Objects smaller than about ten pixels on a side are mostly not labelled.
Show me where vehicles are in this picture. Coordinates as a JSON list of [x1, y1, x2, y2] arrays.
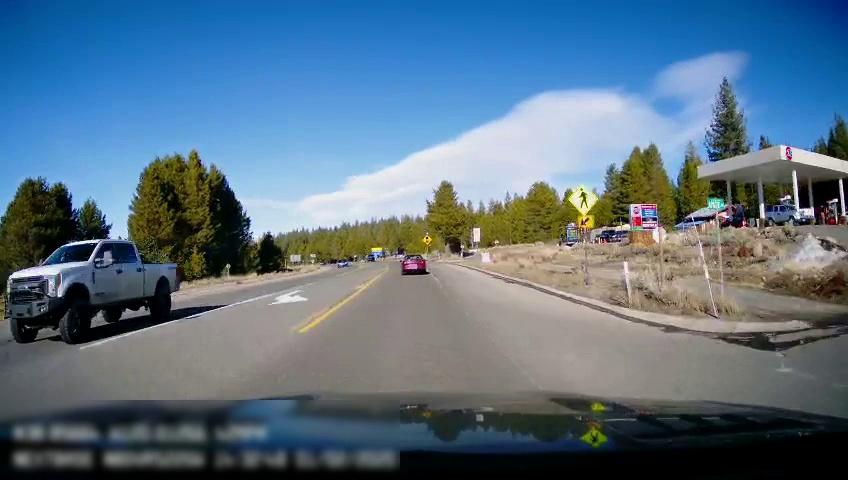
[[365, 255, 376, 264], [399, 253, 426, 275], [3, 237, 183, 344], [336, 260, 348, 268], [799, 207, 815, 224], [591, 228, 624, 243], [764, 204, 805, 228]]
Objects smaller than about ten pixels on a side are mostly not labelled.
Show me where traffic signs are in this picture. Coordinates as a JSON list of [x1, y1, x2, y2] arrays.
[[370, 247, 383, 256], [577, 216, 596, 229], [568, 185, 597, 215], [423, 235, 433, 246], [473, 227, 481, 238], [707, 198, 725, 210]]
